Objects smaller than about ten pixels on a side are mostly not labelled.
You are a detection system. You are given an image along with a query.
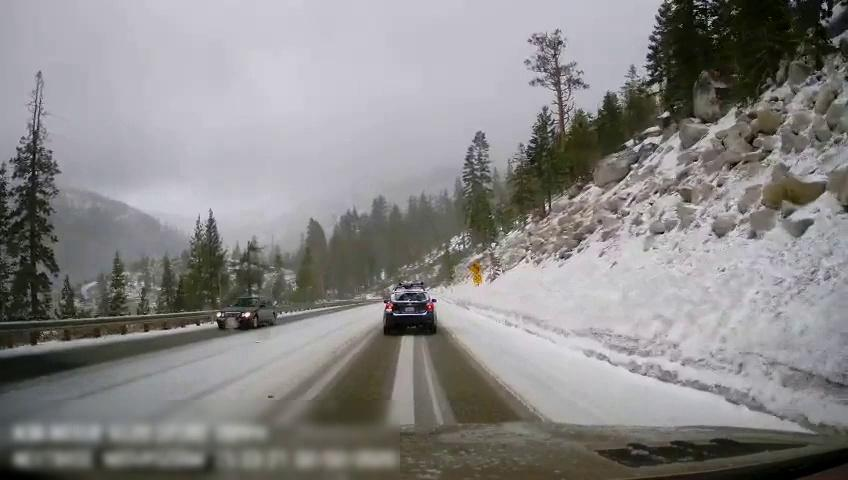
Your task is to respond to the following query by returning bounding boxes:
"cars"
[383,281,438,335]
[215,296,277,330]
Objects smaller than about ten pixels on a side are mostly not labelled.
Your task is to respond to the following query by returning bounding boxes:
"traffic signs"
[469,261,484,275]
